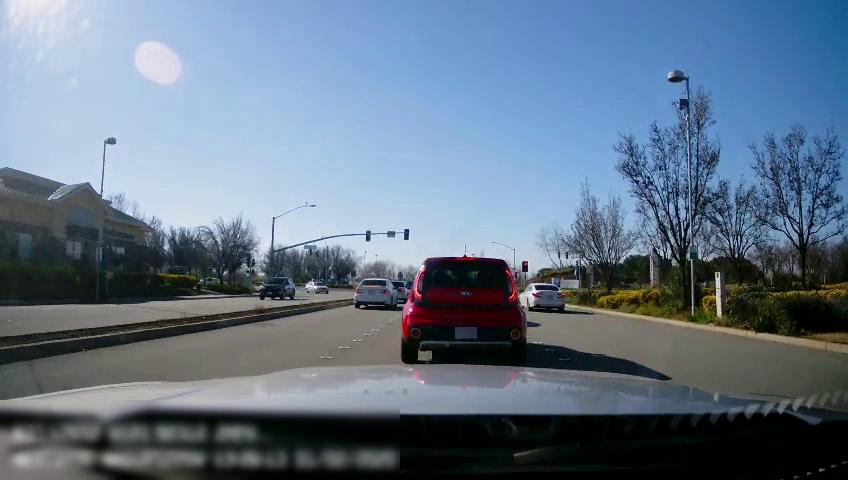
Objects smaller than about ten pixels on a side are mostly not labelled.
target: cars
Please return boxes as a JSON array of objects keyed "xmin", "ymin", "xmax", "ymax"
[
  {"xmin": 305, "ymin": 281, "xmax": 329, "ymax": 295},
  {"xmin": 400, "ymin": 256, "xmax": 528, "ymax": 365},
  {"xmin": 390, "ymin": 281, "xmax": 413, "ymax": 304},
  {"xmin": 519, "ymin": 283, "xmax": 565, "ymax": 313},
  {"xmin": 354, "ymin": 278, "xmax": 399, "ymax": 311}
]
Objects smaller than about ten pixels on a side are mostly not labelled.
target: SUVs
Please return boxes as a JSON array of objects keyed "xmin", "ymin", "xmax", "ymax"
[{"xmin": 259, "ymin": 276, "xmax": 296, "ymax": 300}]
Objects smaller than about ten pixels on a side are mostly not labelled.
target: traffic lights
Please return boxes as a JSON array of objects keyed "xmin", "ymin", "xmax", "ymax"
[
  {"xmin": 522, "ymin": 260, "xmax": 528, "ymax": 272},
  {"xmin": 404, "ymin": 229, "xmax": 410, "ymax": 240},
  {"xmin": 365, "ymin": 230, "xmax": 371, "ymax": 241}
]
